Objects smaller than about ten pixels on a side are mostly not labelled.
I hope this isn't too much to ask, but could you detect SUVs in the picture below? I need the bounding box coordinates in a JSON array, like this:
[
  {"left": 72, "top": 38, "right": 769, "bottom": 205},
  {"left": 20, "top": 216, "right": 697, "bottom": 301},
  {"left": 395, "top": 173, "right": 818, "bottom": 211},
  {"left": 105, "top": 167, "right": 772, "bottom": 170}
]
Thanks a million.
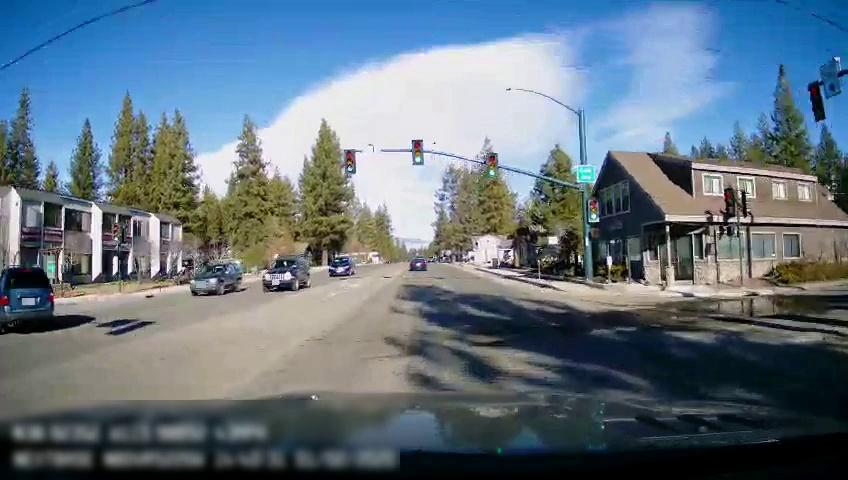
[
  {"left": 329, "top": 256, "right": 353, "bottom": 276},
  {"left": 0, "top": 267, "right": 54, "bottom": 330},
  {"left": 261, "top": 255, "right": 311, "bottom": 293}
]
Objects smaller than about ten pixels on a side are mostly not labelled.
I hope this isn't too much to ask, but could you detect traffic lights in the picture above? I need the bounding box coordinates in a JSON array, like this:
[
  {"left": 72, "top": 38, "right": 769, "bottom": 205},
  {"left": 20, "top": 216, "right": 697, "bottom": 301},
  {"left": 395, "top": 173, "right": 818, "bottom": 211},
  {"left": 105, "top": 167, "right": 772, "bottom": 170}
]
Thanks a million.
[
  {"left": 412, "top": 137, "right": 424, "bottom": 166},
  {"left": 808, "top": 83, "right": 827, "bottom": 122},
  {"left": 343, "top": 148, "right": 356, "bottom": 174},
  {"left": 725, "top": 188, "right": 735, "bottom": 218},
  {"left": 743, "top": 192, "right": 751, "bottom": 218},
  {"left": 588, "top": 197, "right": 598, "bottom": 224},
  {"left": 486, "top": 153, "right": 497, "bottom": 177}
]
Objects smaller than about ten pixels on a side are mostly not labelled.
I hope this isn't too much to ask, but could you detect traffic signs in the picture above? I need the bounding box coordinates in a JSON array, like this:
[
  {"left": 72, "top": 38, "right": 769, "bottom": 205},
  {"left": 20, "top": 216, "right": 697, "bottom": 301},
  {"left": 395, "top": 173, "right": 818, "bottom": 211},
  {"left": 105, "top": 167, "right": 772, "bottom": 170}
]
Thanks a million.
[{"left": 576, "top": 164, "right": 596, "bottom": 185}]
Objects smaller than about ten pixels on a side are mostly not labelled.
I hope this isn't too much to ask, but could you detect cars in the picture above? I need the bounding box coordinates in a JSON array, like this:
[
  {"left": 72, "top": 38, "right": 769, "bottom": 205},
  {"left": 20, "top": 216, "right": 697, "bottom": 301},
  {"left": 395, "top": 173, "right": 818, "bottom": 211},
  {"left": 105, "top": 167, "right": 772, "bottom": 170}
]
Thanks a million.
[
  {"left": 189, "top": 263, "right": 242, "bottom": 298},
  {"left": 408, "top": 257, "right": 426, "bottom": 271}
]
